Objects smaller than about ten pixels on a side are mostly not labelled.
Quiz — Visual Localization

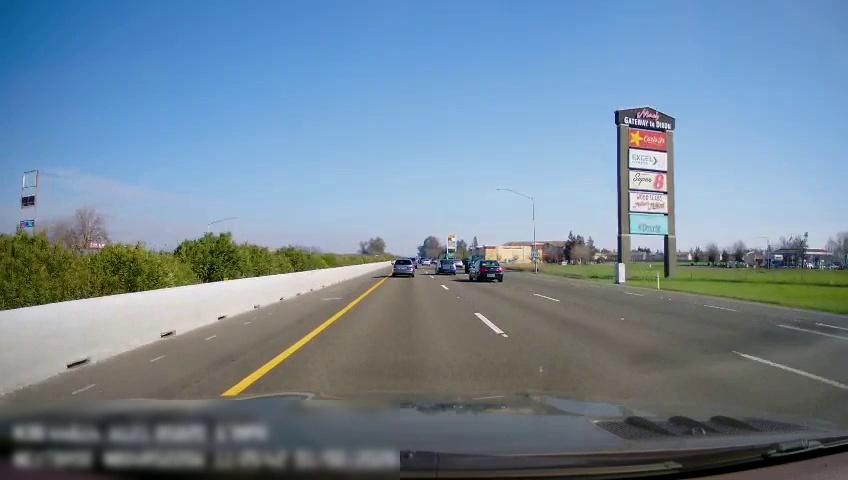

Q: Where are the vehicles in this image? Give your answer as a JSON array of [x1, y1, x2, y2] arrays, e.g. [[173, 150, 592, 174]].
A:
[[420, 258, 432, 267], [409, 257, 419, 270], [390, 258, 416, 278], [463, 256, 483, 273], [453, 258, 464, 269], [434, 258, 457, 276], [468, 260, 504, 283]]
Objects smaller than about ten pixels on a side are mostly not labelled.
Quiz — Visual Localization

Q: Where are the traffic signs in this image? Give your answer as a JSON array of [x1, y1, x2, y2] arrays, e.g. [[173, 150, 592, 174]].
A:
[[531, 248, 539, 259]]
